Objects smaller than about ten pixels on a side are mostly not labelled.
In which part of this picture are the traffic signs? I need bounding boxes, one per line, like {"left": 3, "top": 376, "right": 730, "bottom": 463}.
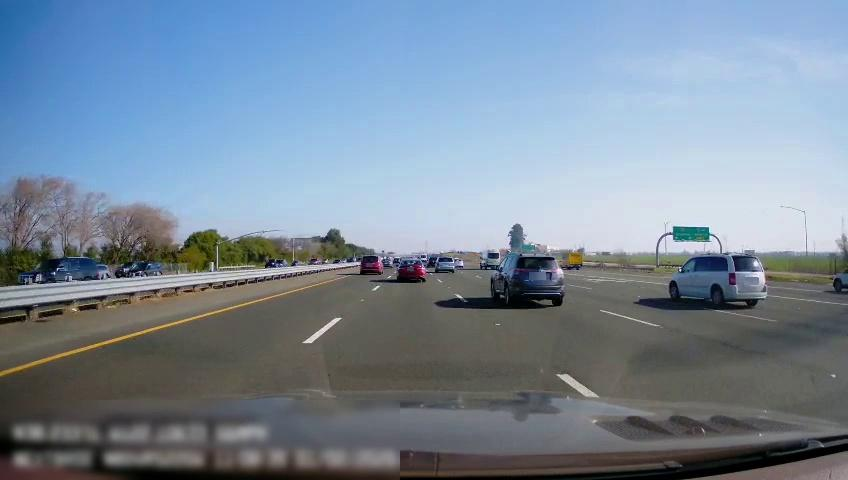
{"left": 520, "top": 244, "right": 536, "bottom": 252}
{"left": 291, "top": 237, "right": 313, "bottom": 247}
{"left": 672, "top": 225, "right": 711, "bottom": 243}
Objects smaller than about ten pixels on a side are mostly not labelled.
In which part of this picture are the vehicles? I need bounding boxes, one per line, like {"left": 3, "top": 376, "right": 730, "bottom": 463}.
{"left": 271, "top": 258, "right": 288, "bottom": 268}
{"left": 308, "top": 257, "right": 321, "bottom": 266}
{"left": 396, "top": 259, "right": 427, "bottom": 283}
{"left": 359, "top": 255, "right": 384, "bottom": 276}
{"left": 490, "top": 252, "right": 567, "bottom": 308}
{"left": 264, "top": 258, "right": 280, "bottom": 269}
{"left": 114, "top": 260, "right": 140, "bottom": 279}
{"left": 453, "top": 257, "right": 464, "bottom": 268}
{"left": 559, "top": 251, "right": 583, "bottom": 271}
{"left": 480, "top": 248, "right": 501, "bottom": 270}
{"left": 291, "top": 260, "right": 300, "bottom": 266}
{"left": 668, "top": 252, "right": 768, "bottom": 308}
{"left": 17, "top": 255, "right": 100, "bottom": 286}
{"left": 125, "top": 260, "right": 162, "bottom": 278}
{"left": 830, "top": 269, "right": 848, "bottom": 294}
{"left": 96, "top": 263, "right": 113, "bottom": 281}
{"left": 427, "top": 257, "right": 437, "bottom": 269}
{"left": 435, "top": 257, "right": 455, "bottom": 274}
